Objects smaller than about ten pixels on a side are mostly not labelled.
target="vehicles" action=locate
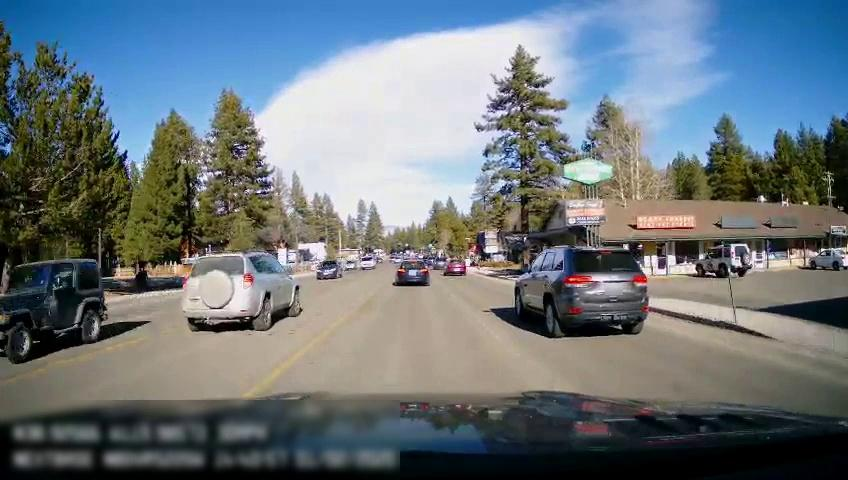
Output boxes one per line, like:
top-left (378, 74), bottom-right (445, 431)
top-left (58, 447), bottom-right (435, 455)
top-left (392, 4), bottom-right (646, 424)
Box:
top-left (0, 258), bottom-right (107, 365)
top-left (184, 252), bottom-right (304, 332)
top-left (808, 247), bottom-right (848, 272)
top-left (359, 257), bottom-right (377, 271)
top-left (510, 245), bottom-right (649, 338)
top-left (446, 259), bottom-right (466, 276)
top-left (394, 257), bottom-right (430, 286)
top-left (433, 258), bottom-right (446, 269)
top-left (695, 244), bottom-right (753, 279)
top-left (316, 258), bottom-right (342, 279)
